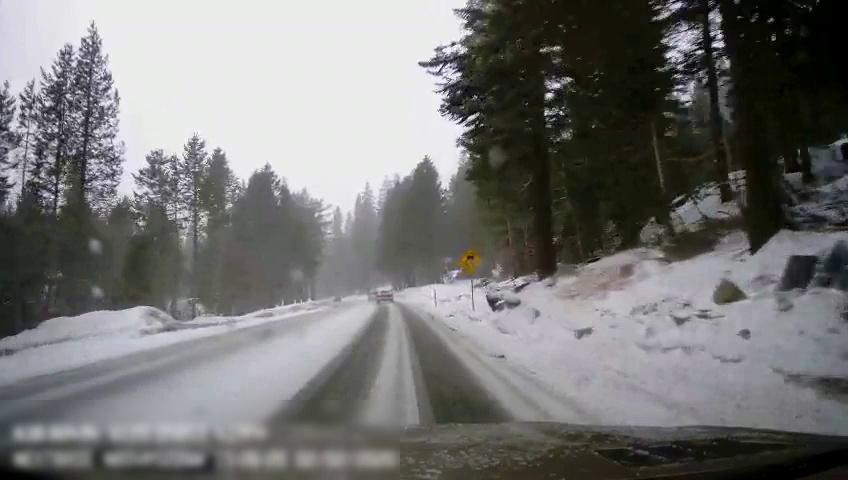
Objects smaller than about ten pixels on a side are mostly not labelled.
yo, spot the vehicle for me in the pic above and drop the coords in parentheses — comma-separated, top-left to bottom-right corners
(376, 288, 394, 304)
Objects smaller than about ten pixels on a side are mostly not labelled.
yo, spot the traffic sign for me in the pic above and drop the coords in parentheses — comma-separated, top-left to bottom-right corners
(458, 248, 483, 278)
